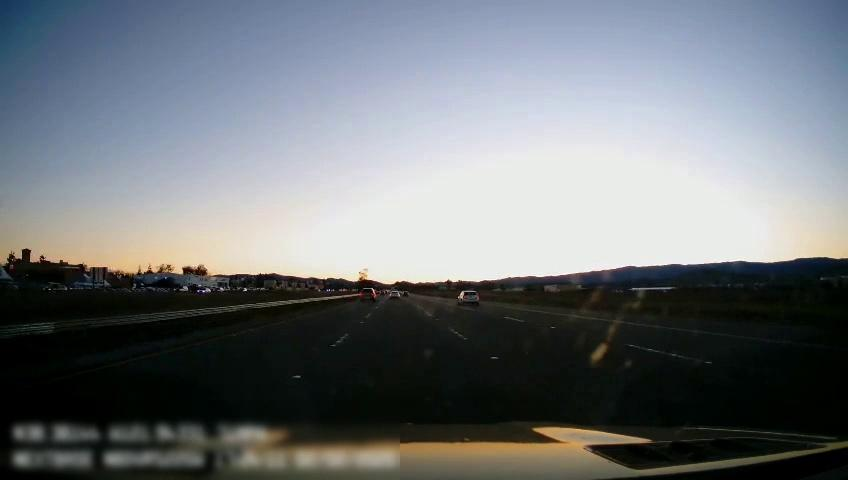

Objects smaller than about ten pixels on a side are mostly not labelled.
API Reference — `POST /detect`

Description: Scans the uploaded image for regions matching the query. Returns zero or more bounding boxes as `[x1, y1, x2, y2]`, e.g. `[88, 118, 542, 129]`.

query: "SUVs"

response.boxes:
[457, 290, 479, 307]
[360, 288, 376, 302]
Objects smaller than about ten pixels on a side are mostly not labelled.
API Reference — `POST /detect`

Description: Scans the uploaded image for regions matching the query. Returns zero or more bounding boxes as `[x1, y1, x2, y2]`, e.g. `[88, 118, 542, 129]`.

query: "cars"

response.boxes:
[198, 288, 211, 294]
[389, 291, 401, 301]
[42, 283, 67, 292]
